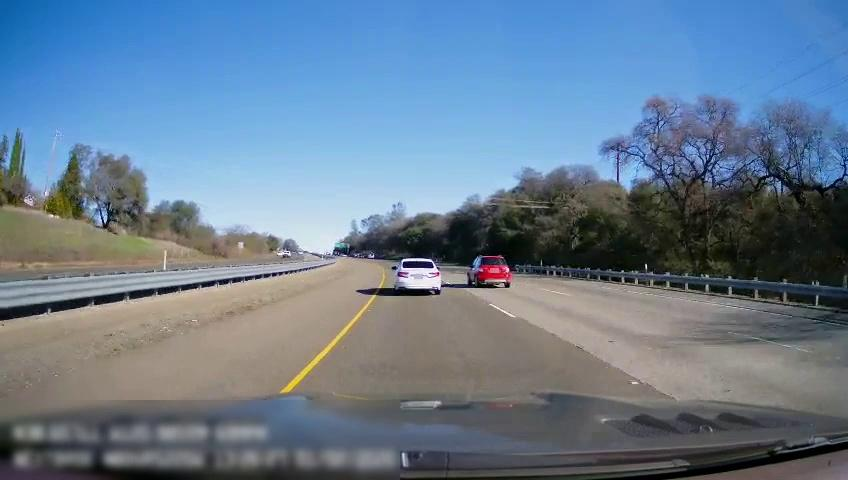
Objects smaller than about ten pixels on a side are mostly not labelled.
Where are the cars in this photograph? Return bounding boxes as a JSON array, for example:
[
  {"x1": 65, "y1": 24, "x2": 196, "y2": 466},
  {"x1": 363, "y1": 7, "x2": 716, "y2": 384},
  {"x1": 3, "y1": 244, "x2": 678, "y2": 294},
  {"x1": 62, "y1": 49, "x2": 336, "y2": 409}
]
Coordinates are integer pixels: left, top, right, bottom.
[
  {"x1": 466, "y1": 255, "x2": 512, "y2": 289},
  {"x1": 392, "y1": 258, "x2": 441, "y2": 294}
]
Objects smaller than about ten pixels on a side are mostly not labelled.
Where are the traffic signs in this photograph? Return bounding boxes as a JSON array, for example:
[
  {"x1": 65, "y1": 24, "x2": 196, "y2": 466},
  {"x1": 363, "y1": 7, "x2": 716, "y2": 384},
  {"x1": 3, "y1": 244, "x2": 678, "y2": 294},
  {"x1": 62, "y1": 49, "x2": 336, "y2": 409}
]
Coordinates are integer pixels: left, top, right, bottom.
[{"x1": 335, "y1": 242, "x2": 349, "y2": 250}]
